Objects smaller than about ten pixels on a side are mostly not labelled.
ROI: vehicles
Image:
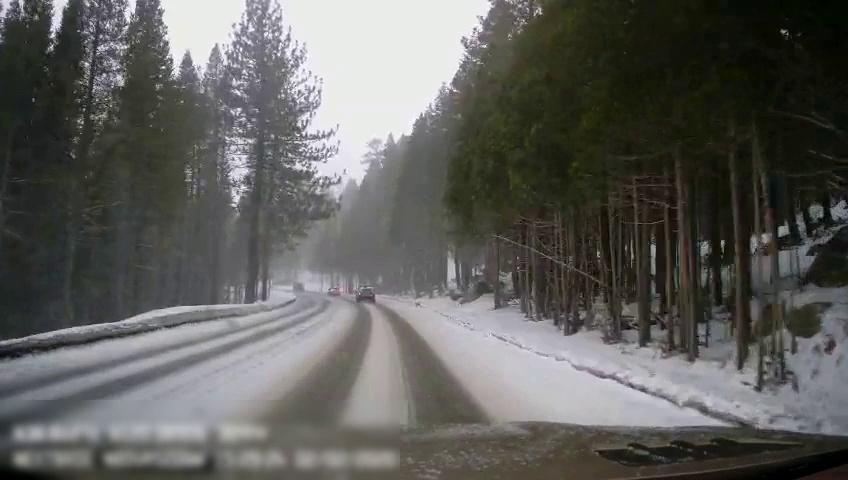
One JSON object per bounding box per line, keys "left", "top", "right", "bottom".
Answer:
{"left": 292, "top": 283, "right": 305, "bottom": 291}
{"left": 356, "top": 285, "right": 376, "bottom": 302}
{"left": 327, "top": 286, "right": 340, "bottom": 296}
